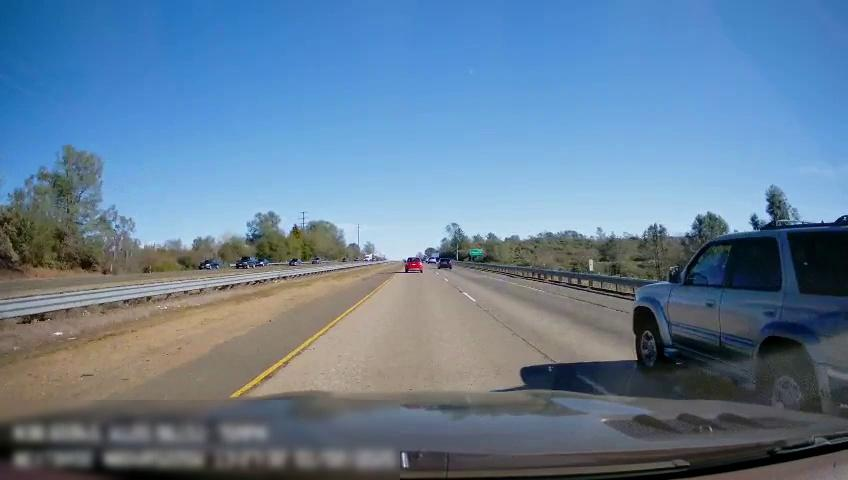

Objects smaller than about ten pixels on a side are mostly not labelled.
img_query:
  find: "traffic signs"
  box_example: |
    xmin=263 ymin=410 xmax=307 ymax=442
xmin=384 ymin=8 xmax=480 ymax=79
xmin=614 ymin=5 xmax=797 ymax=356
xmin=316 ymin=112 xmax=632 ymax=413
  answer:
xmin=469 ymin=248 xmax=484 ymax=257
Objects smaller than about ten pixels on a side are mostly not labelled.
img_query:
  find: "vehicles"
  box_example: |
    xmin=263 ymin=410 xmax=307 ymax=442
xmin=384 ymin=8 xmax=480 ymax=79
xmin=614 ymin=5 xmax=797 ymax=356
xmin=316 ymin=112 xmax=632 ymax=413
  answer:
xmin=235 ymin=256 xmax=258 ymax=271
xmin=256 ymin=260 xmax=271 ymax=267
xmin=630 ymin=225 xmax=848 ymax=417
xmin=403 ymin=256 xmax=424 ymax=274
xmin=198 ymin=260 xmax=221 ymax=271
xmin=364 ymin=254 xmax=373 ymax=262
xmin=438 ymin=256 xmax=452 ymax=269
xmin=288 ymin=258 xmax=301 ymax=266
xmin=426 ymin=257 xmax=438 ymax=265
xmin=312 ymin=257 xmax=322 ymax=265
